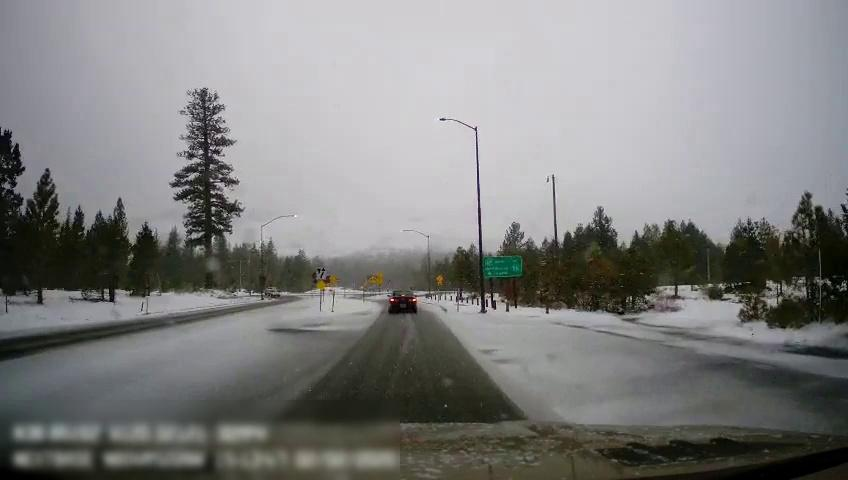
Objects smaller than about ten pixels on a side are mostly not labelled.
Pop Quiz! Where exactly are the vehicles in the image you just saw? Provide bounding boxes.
[387,289,418,313]
[264,289,280,297]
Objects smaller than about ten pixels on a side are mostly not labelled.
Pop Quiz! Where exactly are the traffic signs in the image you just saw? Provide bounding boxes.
[483,256,523,278]
[317,267,327,280]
